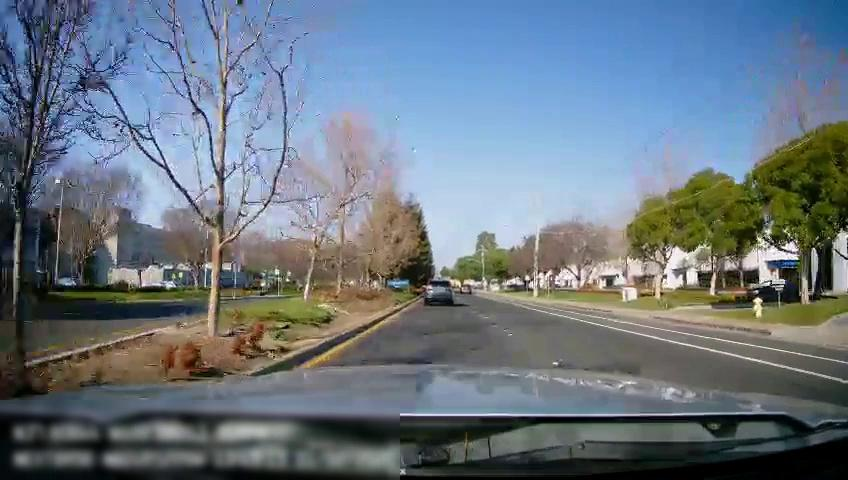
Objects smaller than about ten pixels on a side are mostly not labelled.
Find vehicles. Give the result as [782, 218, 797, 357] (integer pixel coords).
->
[423, 279, 456, 306]
[460, 283, 472, 294]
